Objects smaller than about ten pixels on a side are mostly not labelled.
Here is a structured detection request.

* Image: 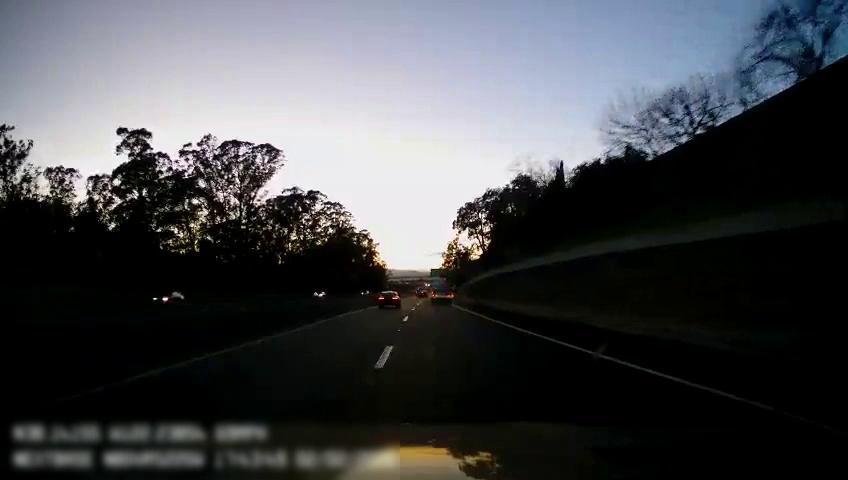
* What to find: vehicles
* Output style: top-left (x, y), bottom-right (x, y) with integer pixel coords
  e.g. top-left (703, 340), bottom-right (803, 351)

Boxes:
top-left (313, 288), bottom-right (327, 300)
top-left (430, 278), bottom-right (455, 303)
top-left (376, 290), bottom-right (403, 310)
top-left (416, 288), bottom-right (427, 297)
top-left (152, 291), bottom-right (185, 304)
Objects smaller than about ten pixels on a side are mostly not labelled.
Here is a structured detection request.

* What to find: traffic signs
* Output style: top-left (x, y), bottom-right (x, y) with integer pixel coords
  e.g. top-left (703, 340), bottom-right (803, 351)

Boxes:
top-left (430, 266), bottom-right (448, 278)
